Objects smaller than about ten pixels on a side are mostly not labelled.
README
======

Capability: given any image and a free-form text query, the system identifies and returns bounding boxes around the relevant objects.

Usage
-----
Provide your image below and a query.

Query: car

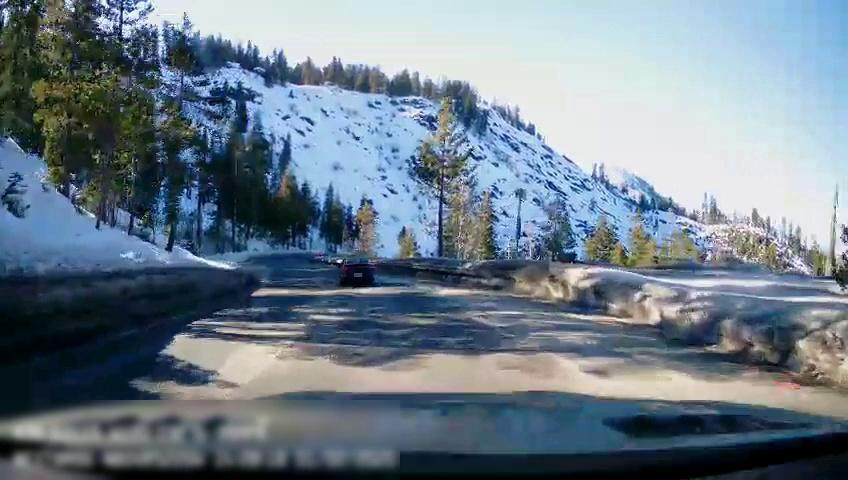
[335,257,375,287]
